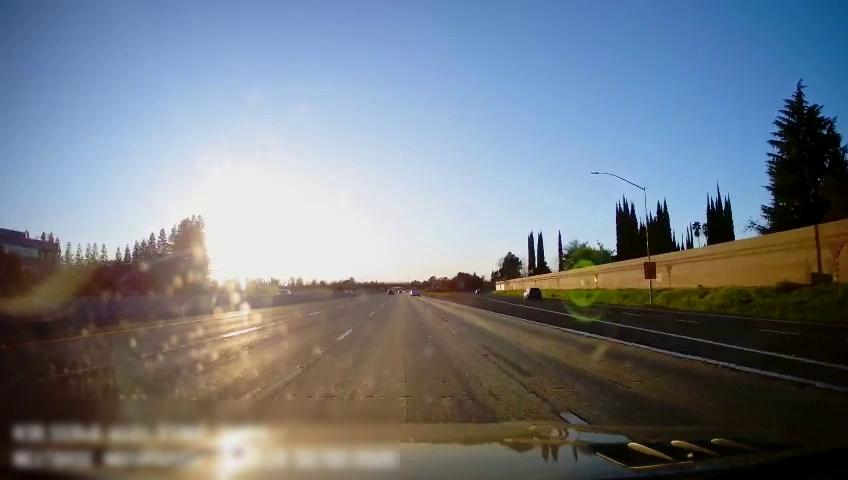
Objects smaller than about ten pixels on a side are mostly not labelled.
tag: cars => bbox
[277,289,292,296]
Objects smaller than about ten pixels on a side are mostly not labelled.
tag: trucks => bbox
[409,287,420,297]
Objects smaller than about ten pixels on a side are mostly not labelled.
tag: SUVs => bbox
[386,289,396,297]
[523,288,543,301]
